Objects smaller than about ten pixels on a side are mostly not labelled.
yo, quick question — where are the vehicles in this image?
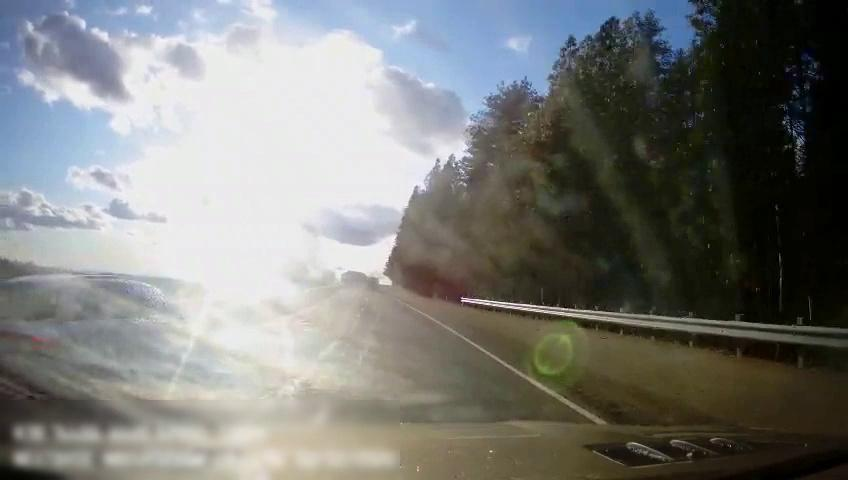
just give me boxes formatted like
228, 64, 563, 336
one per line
365, 276, 380, 289
0, 274, 194, 407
